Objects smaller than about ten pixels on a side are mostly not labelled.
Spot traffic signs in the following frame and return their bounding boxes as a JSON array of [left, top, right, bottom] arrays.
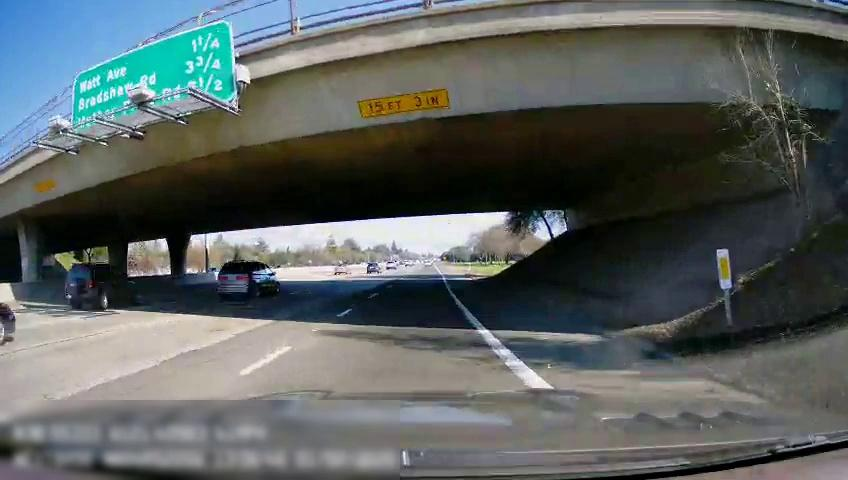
[[70, 18, 239, 129]]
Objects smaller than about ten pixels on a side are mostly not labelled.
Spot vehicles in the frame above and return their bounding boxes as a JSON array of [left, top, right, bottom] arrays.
[[365, 261, 383, 275], [333, 264, 353, 275], [0, 302, 17, 346], [217, 260, 280, 299], [385, 260, 399, 271], [64, 262, 138, 310]]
